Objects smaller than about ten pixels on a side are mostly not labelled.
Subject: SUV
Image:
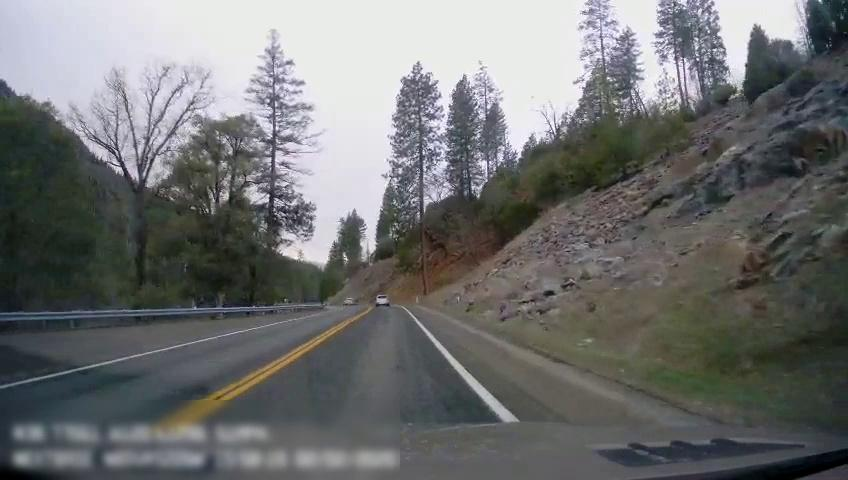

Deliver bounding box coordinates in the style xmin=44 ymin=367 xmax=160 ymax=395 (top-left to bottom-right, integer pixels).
xmin=343 ymin=297 xmax=358 ymax=306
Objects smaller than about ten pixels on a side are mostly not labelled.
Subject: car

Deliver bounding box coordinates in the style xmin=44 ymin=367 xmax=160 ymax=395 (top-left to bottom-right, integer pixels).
xmin=375 ymin=295 xmax=389 ymax=307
